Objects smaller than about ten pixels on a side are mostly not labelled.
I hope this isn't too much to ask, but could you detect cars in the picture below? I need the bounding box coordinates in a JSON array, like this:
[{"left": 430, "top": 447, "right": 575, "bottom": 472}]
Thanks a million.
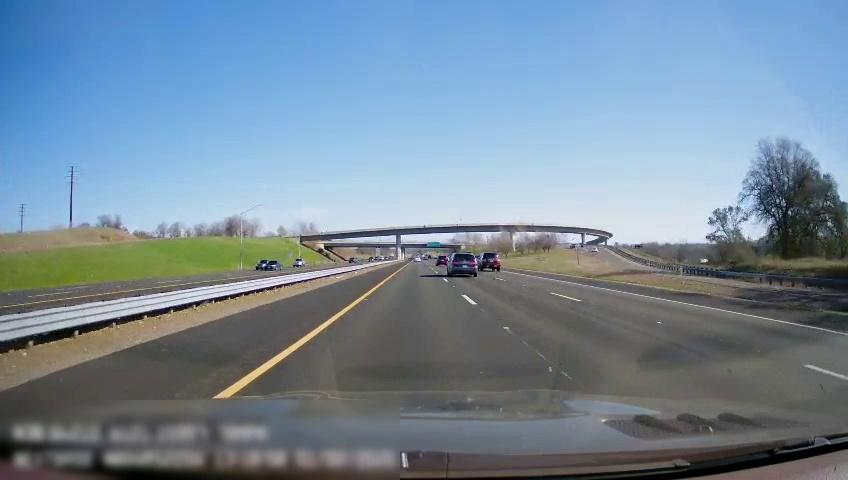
[
  {"left": 256, "top": 259, "right": 270, "bottom": 271},
  {"left": 436, "top": 255, "right": 448, "bottom": 266},
  {"left": 264, "top": 260, "right": 283, "bottom": 272}
]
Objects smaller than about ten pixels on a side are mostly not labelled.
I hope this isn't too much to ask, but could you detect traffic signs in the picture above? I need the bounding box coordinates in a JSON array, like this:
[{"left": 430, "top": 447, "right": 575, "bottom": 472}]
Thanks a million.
[{"left": 426, "top": 241, "right": 440, "bottom": 247}]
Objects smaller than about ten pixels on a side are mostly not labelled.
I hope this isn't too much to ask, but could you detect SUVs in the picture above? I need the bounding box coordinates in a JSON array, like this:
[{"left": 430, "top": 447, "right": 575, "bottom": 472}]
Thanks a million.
[
  {"left": 446, "top": 254, "right": 478, "bottom": 278},
  {"left": 477, "top": 252, "right": 501, "bottom": 272},
  {"left": 292, "top": 258, "right": 306, "bottom": 268}
]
